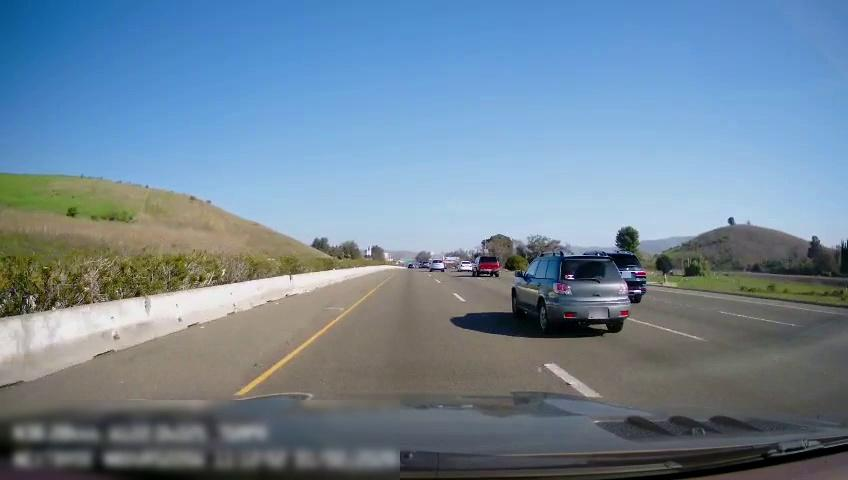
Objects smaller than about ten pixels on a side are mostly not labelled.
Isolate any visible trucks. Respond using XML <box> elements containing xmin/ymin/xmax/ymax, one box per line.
<box><xmin>472</xmin><ymin>256</ymin><xmax>500</xmax><ymax>277</ymax></box>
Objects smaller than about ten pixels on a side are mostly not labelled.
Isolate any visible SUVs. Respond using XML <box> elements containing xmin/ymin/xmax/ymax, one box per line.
<box><xmin>510</xmin><ymin>255</ymin><xmax>631</xmax><ymax>333</ymax></box>
<box><xmin>593</xmin><ymin>251</ymin><xmax>647</xmax><ymax>306</ymax></box>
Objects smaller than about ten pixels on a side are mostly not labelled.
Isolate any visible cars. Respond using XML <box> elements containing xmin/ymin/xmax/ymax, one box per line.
<box><xmin>458</xmin><ymin>260</ymin><xmax>472</xmax><ymax>272</ymax></box>
<box><xmin>429</xmin><ymin>259</ymin><xmax>444</xmax><ymax>272</ymax></box>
